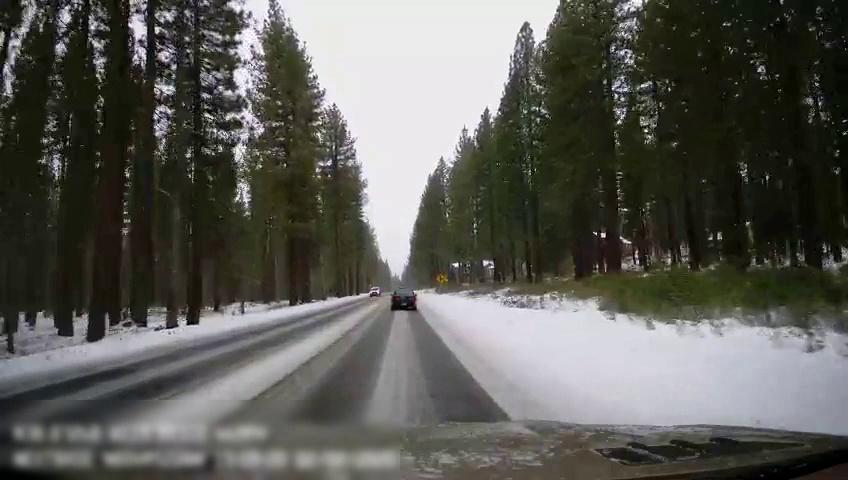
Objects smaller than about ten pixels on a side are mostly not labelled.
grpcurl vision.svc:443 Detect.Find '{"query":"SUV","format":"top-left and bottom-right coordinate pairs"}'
top-left (369, 286), bottom-right (382, 298)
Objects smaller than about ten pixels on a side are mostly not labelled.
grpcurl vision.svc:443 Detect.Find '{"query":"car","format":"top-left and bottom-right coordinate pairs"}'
top-left (390, 289), bottom-right (417, 311)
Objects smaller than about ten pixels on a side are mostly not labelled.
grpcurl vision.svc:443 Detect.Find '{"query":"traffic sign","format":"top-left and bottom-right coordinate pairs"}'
top-left (435, 273), bottom-right (447, 285)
